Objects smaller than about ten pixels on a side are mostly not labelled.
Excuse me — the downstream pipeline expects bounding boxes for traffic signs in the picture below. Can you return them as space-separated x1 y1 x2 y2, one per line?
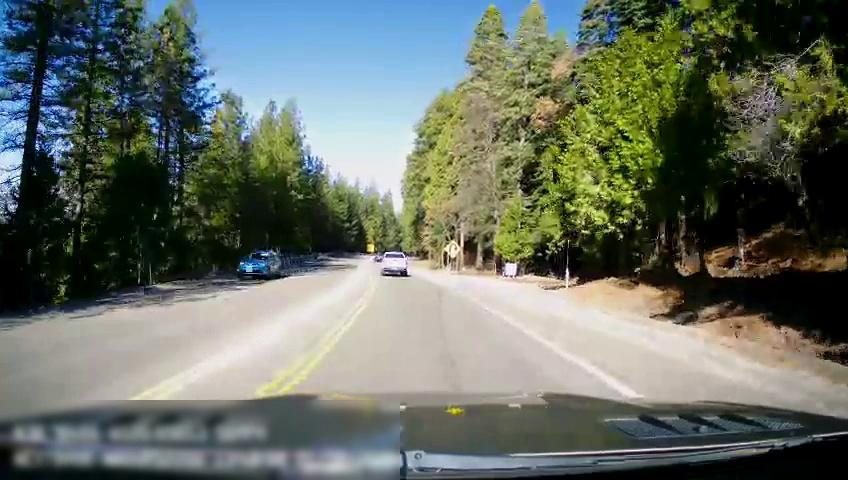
444 239 461 259
367 242 375 253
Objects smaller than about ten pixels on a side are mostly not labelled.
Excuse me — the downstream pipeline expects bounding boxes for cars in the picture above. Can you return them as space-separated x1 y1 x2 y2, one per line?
235 248 285 279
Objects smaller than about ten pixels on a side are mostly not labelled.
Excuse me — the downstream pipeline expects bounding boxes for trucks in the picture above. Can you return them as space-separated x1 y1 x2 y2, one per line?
382 251 409 277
